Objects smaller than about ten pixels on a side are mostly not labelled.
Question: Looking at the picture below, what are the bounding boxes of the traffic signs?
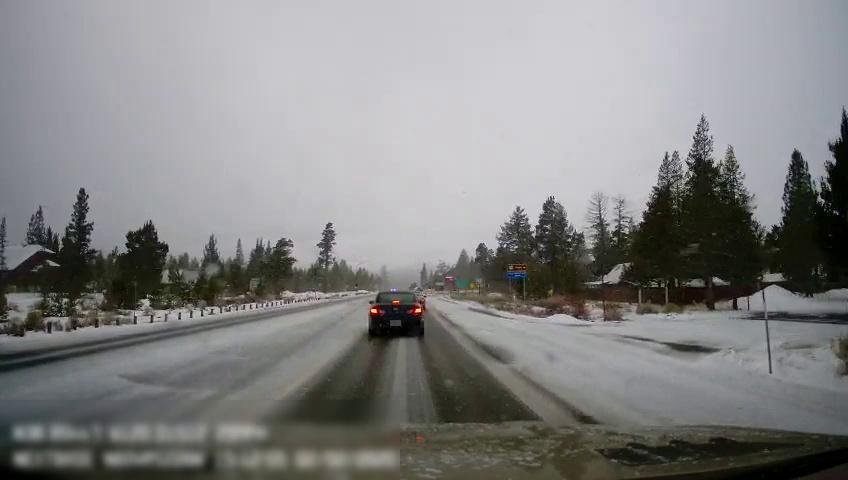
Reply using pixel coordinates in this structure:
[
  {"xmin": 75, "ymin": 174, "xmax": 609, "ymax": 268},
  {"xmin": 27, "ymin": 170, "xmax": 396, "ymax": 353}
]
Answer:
[
  {"xmin": 456, "ymin": 281, "xmax": 469, "ymax": 288},
  {"xmin": 507, "ymin": 264, "xmax": 527, "ymax": 271},
  {"xmin": 507, "ymin": 271, "xmax": 527, "ymax": 278}
]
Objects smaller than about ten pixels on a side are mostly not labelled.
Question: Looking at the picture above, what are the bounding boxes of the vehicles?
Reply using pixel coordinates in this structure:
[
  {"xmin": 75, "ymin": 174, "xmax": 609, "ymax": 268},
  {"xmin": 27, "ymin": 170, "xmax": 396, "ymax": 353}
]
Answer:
[
  {"xmin": 413, "ymin": 292, "xmax": 427, "ymax": 310},
  {"xmin": 368, "ymin": 291, "xmax": 424, "ymax": 337}
]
